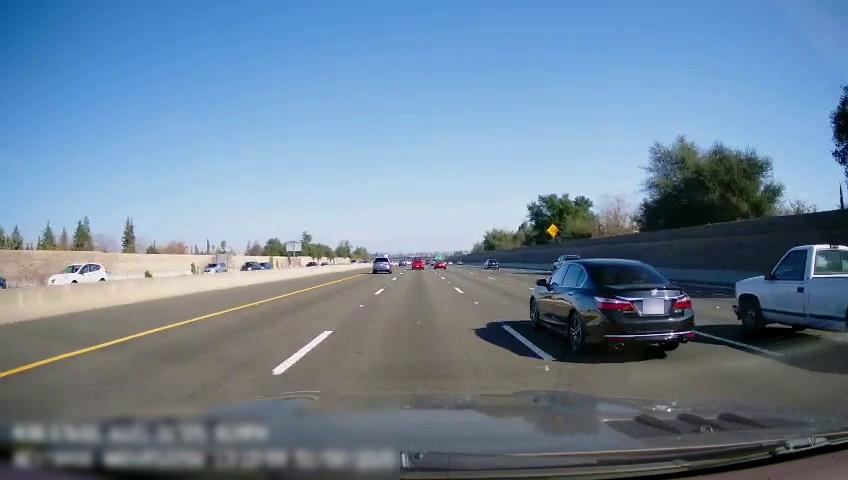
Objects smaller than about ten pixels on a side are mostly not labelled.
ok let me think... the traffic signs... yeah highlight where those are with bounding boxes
[546,223,559,239]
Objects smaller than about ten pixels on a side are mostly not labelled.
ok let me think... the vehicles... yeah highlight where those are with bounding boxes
[304,261,323,268]
[239,262,262,272]
[527,258,698,356]
[371,256,393,275]
[0,278,8,290]
[261,262,272,270]
[482,258,500,270]
[202,263,229,274]
[432,258,448,269]
[46,263,110,288]
[730,244,848,335]
[552,254,581,272]
[410,259,425,270]
[397,258,408,267]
